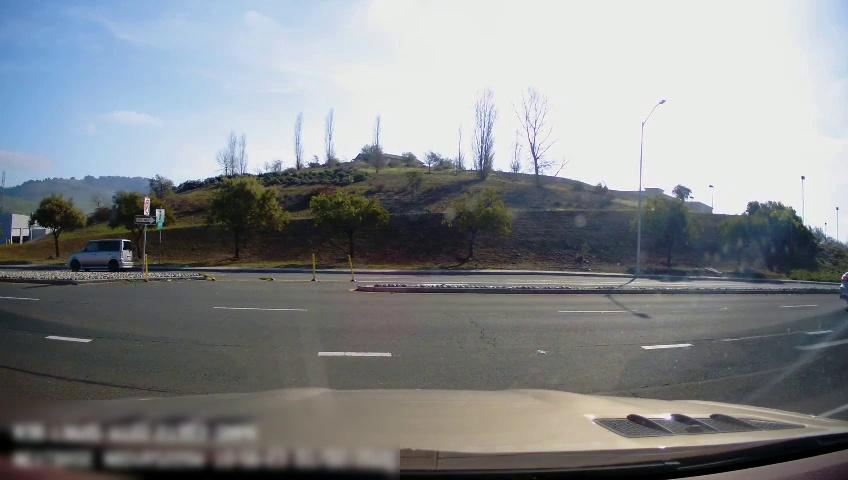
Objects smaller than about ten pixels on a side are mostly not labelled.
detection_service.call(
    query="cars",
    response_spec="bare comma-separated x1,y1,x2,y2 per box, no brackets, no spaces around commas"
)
839,272,848,298
67,238,135,273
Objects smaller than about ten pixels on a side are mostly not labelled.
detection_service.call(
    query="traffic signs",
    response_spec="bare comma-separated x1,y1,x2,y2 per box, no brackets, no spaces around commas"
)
134,216,155,225
140,197,147,216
